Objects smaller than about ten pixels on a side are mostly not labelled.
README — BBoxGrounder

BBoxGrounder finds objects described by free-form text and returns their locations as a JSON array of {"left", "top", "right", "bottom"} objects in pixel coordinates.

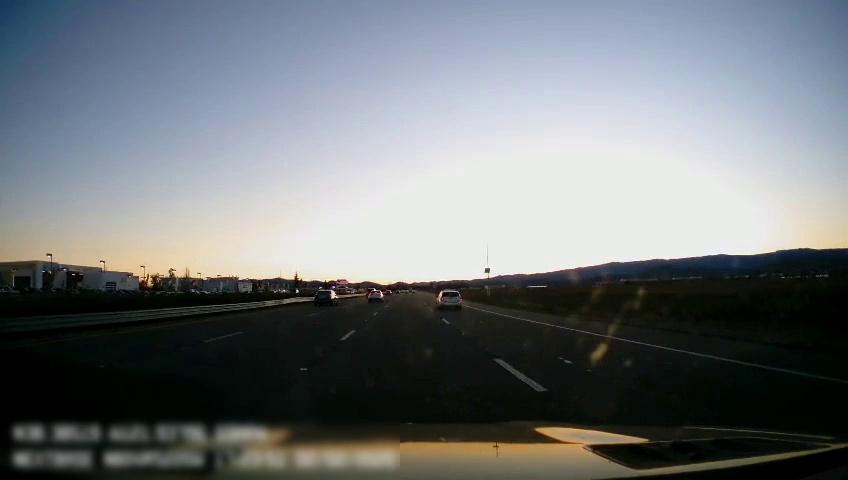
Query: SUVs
[{"left": 435, "top": 290, "right": 463, "bottom": 311}]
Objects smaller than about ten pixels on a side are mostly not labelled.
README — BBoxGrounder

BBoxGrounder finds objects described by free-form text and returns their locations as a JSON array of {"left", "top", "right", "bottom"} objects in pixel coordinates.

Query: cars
[
  {"left": 313, "top": 289, "right": 339, "bottom": 307},
  {"left": 367, "top": 289, "right": 384, "bottom": 303}
]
